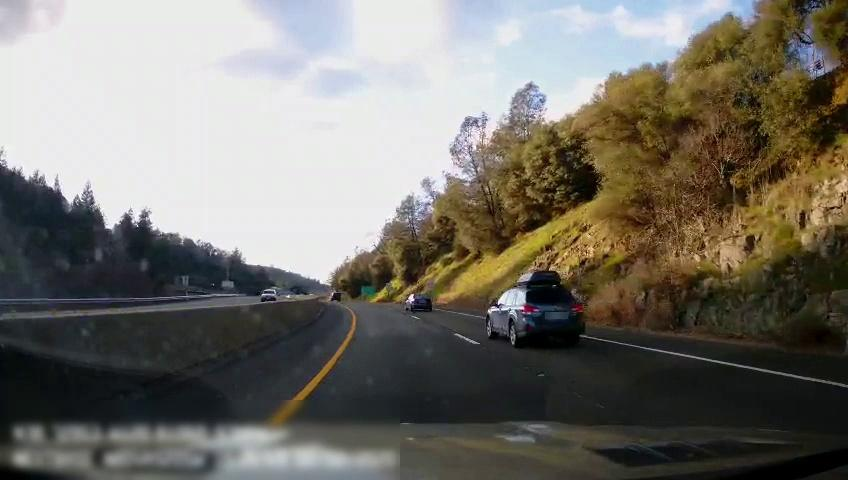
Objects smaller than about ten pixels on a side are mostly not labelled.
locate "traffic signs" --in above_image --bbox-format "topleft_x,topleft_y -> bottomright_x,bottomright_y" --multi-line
426,279 -> 434,291
361,285 -> 375,297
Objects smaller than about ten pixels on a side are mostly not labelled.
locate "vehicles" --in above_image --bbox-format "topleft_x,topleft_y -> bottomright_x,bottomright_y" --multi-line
485,268 -> 587,347
329,292 -> 342,302
260,288 -> 278,302
404,293 -> 433,313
